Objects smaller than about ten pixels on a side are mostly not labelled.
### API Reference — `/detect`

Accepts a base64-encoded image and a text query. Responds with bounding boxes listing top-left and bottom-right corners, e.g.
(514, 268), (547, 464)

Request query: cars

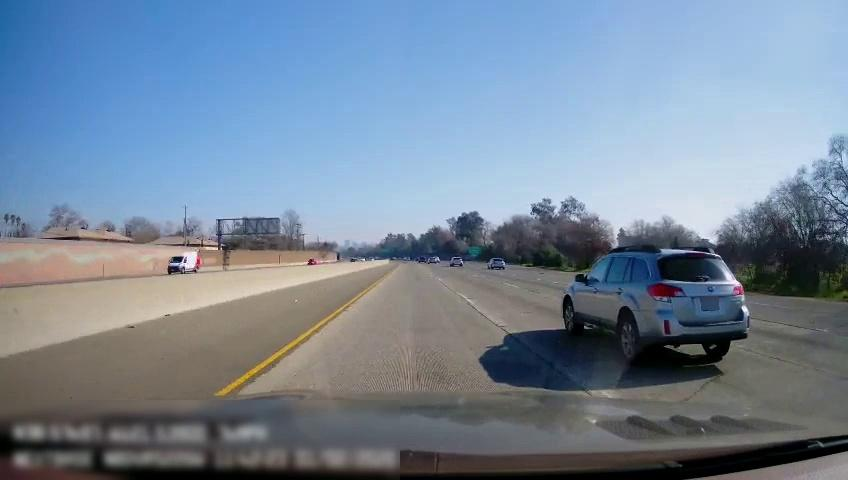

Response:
(450, 257), (463, 267)
(487, 257), (506, 270)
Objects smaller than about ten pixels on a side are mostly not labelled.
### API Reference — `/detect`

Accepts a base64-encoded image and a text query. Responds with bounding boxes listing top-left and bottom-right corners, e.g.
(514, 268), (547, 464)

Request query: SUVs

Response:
(561, 245), (750, 364)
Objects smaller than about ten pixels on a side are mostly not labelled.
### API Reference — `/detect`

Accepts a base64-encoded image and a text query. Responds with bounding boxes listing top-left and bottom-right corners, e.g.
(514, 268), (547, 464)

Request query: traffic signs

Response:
(241, 216), (281, 236)
(468, 246), (480, 255)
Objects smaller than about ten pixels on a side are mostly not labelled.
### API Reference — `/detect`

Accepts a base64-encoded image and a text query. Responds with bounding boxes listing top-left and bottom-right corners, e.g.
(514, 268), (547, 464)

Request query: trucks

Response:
(306, 258), (321, 266)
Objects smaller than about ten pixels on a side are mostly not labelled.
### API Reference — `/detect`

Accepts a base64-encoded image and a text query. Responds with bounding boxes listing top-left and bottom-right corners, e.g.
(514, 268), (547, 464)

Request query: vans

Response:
(168, 251), (198, 274)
